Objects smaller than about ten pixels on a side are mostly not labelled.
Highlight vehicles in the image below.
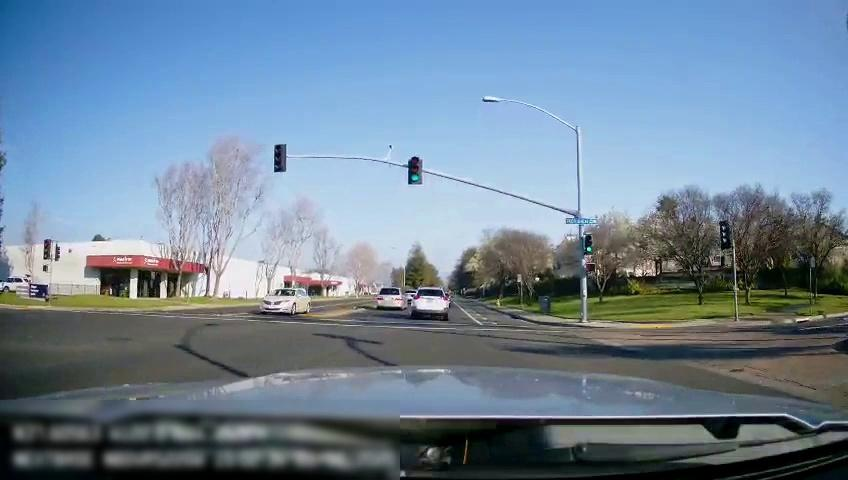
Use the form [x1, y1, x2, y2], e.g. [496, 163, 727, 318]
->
[402, 288, 421, 301]
[262, 288, 312, 315]
[410, 286, 450, 321]
[376, 286, 409, 311]
[0, 277, 33, 294]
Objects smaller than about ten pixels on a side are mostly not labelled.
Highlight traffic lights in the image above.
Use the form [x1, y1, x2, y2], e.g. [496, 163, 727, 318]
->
[272, 142, 288, 173]
[586, 262, 596, 273]
[41, 238, 52, 261]
[54, 243, 61, 263]
[718, 219, 733, 251]
[406, 155, 424, 185]
[584, 233, 594, 255]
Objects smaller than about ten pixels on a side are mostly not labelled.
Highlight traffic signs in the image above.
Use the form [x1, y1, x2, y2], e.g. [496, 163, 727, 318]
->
[564, 216, 602, 225]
